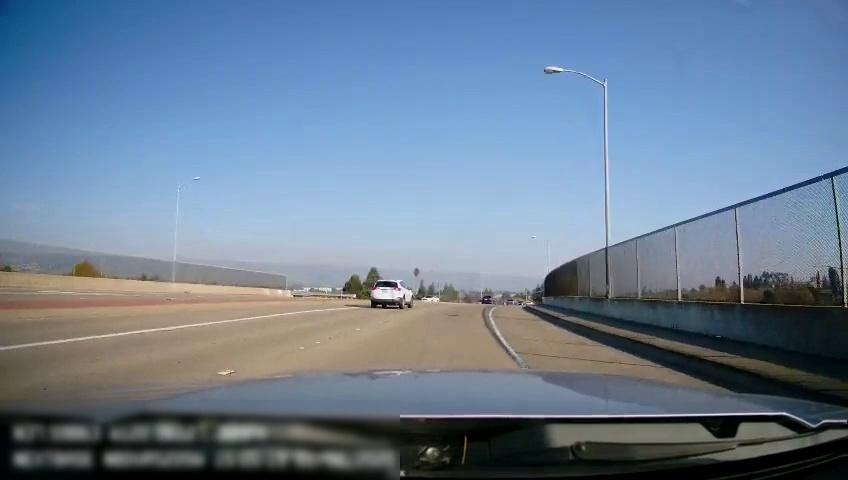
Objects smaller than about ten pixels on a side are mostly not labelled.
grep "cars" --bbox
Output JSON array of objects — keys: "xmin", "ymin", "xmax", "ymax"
[
  {"xmin": 420, "ymin": 295, "xmax": 440, "ymax": 303},
  {"xmin": 481, "ymin": 295, "xmax": 494, "ymax": 305}
]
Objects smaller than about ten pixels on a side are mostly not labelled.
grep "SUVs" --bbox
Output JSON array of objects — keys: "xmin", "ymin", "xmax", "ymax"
[{"xmin": 369, "ymin": 279, "xmax": 415, "ymax": 310}]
